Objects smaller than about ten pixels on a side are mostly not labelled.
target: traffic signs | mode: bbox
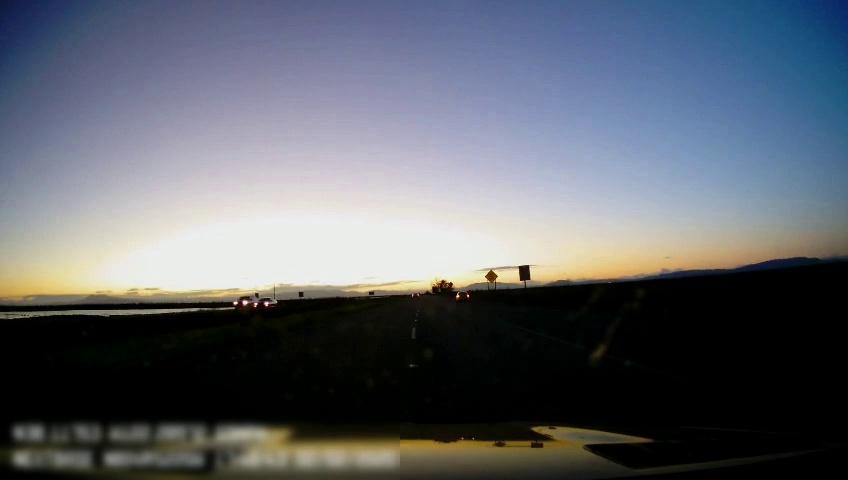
[484,269,499,284]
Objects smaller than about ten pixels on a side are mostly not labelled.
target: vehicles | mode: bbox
[232,295,259,311]
[455,291,470,304]
[253,297,277,309]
